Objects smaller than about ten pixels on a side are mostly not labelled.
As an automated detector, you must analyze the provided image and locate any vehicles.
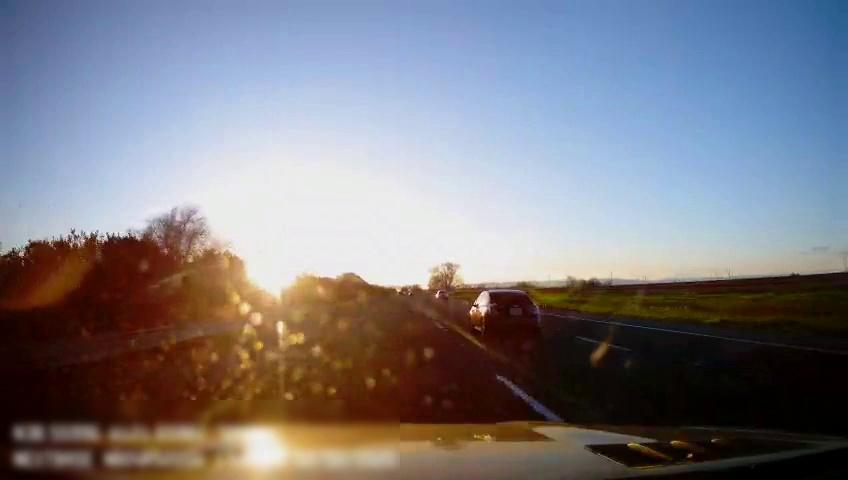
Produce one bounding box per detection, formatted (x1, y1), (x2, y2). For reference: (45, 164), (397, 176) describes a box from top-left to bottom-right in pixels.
(469, 290), (542, 342)
(436, 290), (448, 300)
